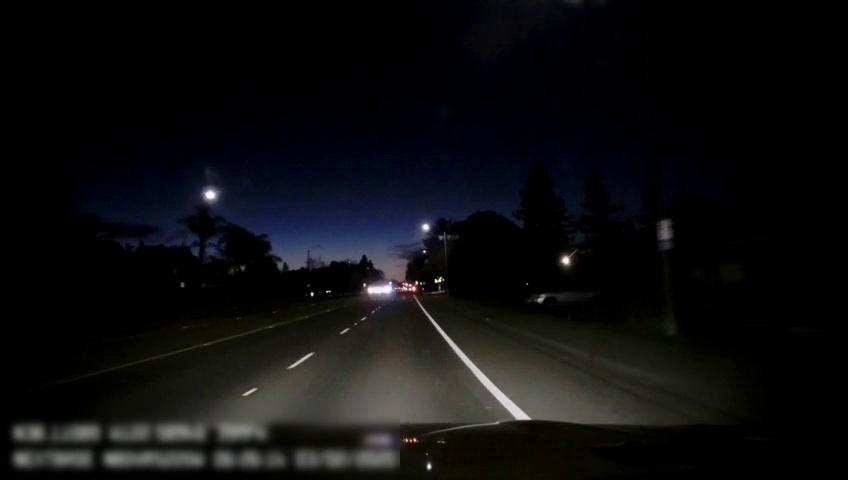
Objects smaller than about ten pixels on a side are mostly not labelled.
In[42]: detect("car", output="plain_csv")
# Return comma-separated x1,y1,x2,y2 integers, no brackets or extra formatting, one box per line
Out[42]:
535,280,600,310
